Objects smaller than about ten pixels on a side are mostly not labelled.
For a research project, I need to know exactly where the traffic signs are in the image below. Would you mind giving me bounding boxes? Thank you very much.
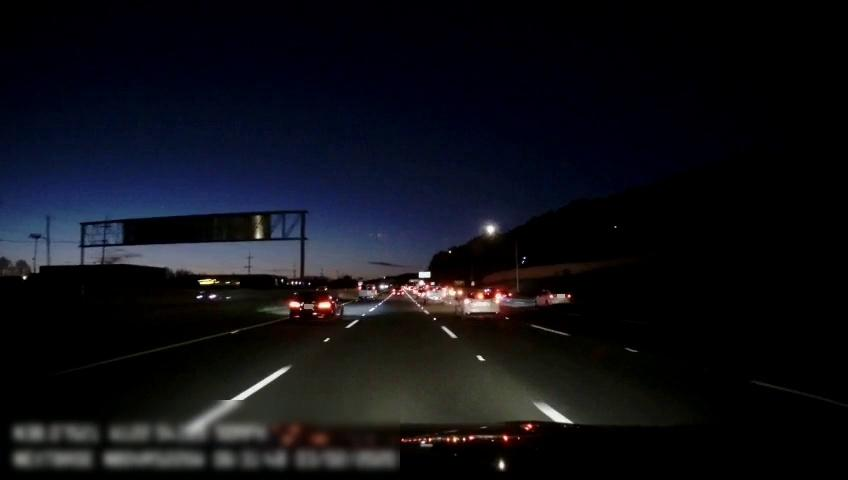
[453,281,465,286]
[418,271,431,279]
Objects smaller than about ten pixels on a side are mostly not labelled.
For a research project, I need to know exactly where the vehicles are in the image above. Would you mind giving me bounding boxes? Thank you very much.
[423,285,446,304]
[534,290,568,307]
[288,286,345,326]
[194,292,217,303]
[358,283,377,302]
[454,285,499,317]
[415,286,425,298]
